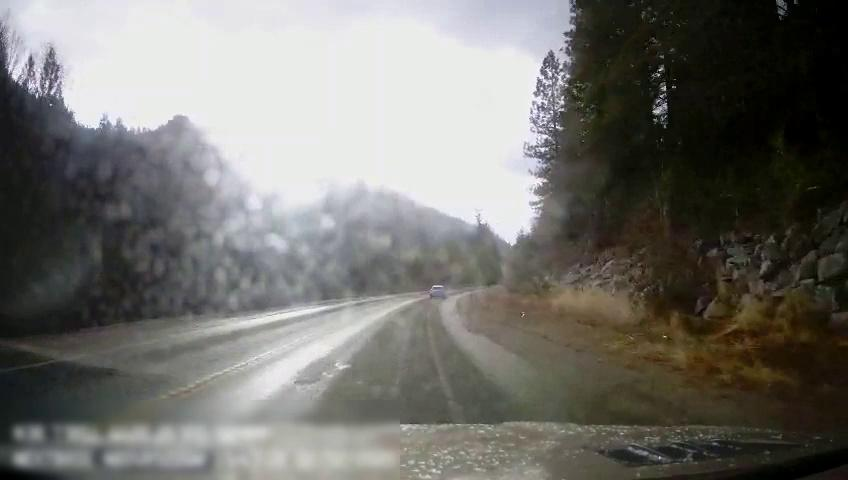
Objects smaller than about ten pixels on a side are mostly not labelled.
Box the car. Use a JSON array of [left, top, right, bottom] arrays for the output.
[[430, 285, 445, 299]]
